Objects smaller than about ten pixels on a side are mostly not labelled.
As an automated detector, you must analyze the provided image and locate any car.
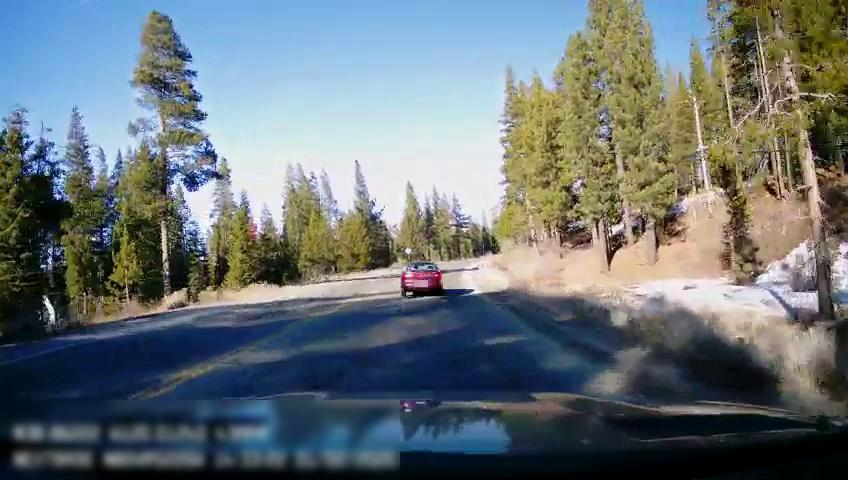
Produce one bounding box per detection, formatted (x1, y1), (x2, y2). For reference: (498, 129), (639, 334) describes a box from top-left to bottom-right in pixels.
(399, 259), (444, 297)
